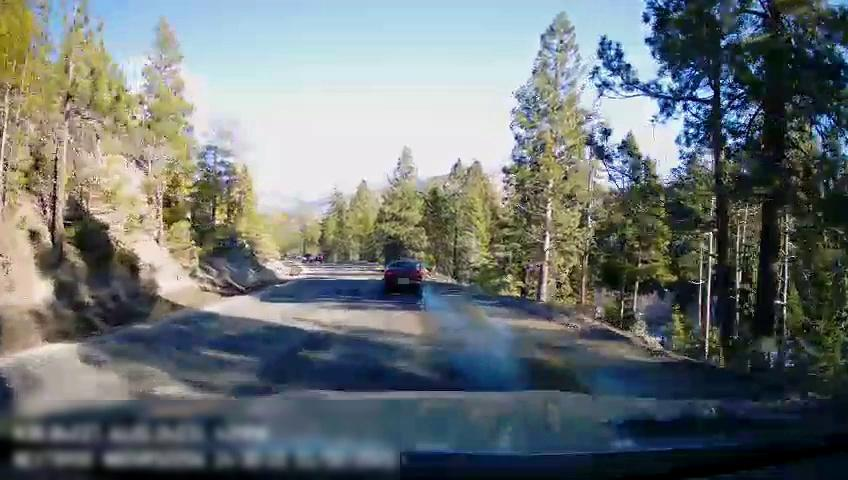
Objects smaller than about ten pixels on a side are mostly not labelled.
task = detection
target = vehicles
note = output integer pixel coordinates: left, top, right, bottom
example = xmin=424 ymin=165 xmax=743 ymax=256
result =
xmin=301 ymin=253 xmax=314 ymax=264
xmin=382 ymin=261 xmax=426 ymax=297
